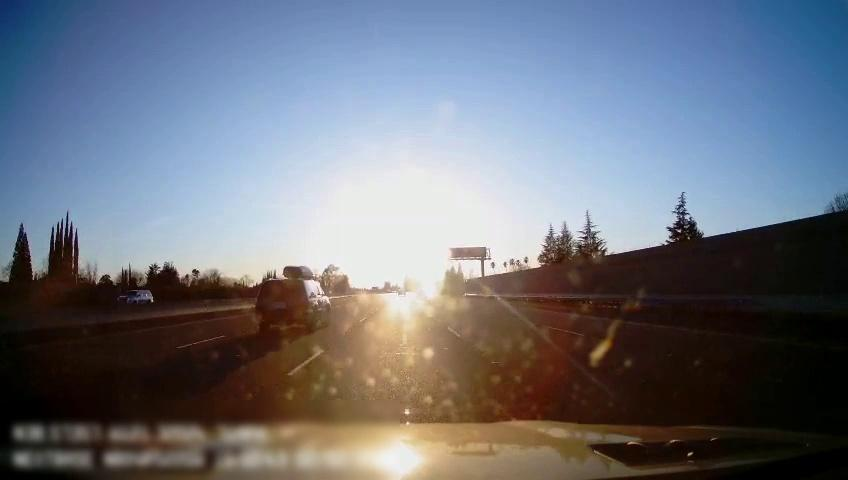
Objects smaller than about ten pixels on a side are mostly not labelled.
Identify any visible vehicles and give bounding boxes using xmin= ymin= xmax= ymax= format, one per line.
xmin=116 ymin=289 xmax=154 ymax=306
xmin=253 ymin=264 xmax=332 ymax=333
xmin=397 ymin=288 xmax=406 ymax=296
